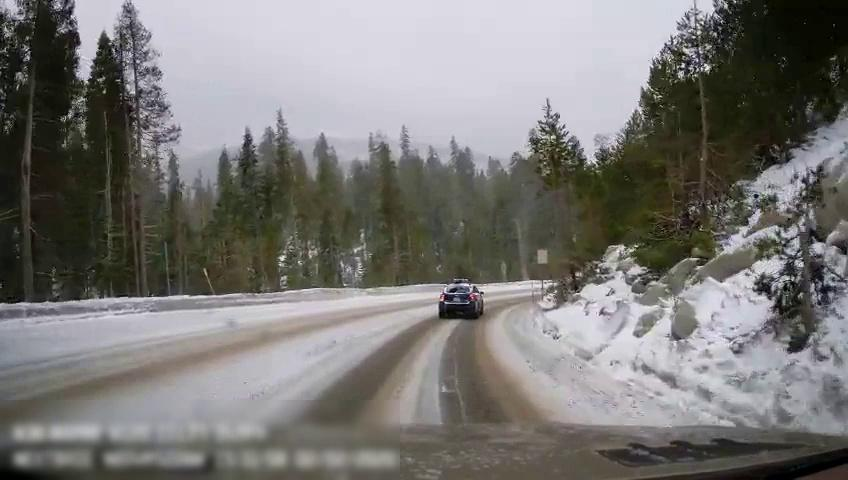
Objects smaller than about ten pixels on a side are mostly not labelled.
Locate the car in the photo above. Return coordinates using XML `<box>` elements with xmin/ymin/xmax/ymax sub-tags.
<box><xmin>438</xmin><ymin>278</ymin><xmax>484</xmax><ymax>320</ymax></box>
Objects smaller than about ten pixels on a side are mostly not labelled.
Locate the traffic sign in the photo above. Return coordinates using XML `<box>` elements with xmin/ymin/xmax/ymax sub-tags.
<box><xmin>537</xmin><ymin>249</ymin><xmax>549</xmax><ymax>265</ymax></box>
